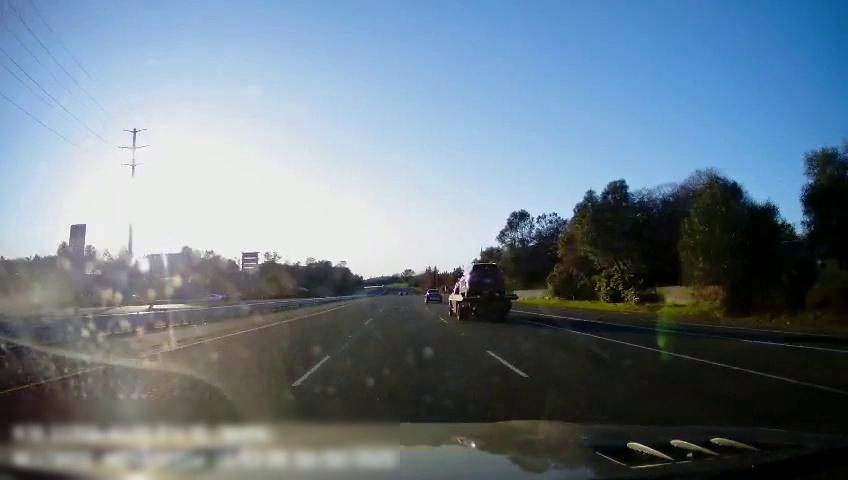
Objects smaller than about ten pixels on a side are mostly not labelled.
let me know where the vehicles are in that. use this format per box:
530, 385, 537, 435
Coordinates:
448, 262, 519, 321
424, 289, 442, 303
201, 294, 221, 304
